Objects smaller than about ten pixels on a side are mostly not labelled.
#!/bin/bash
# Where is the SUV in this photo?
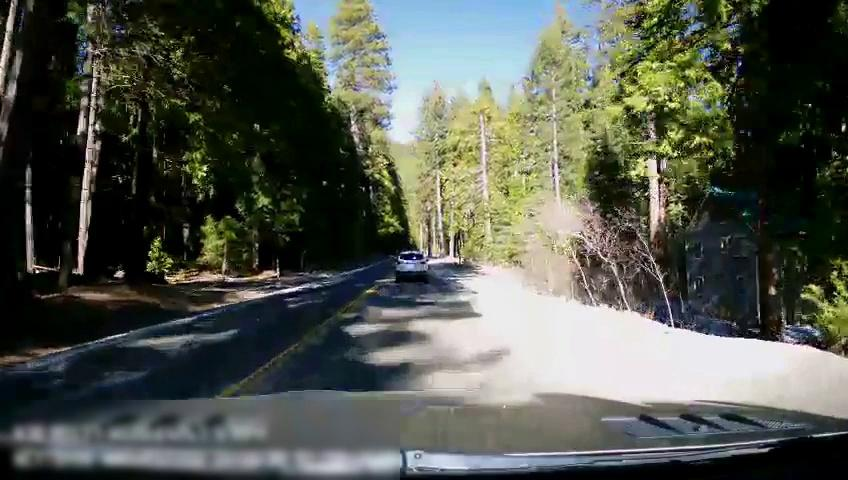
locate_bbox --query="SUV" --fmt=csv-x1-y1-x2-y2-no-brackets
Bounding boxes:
396,250,429,280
